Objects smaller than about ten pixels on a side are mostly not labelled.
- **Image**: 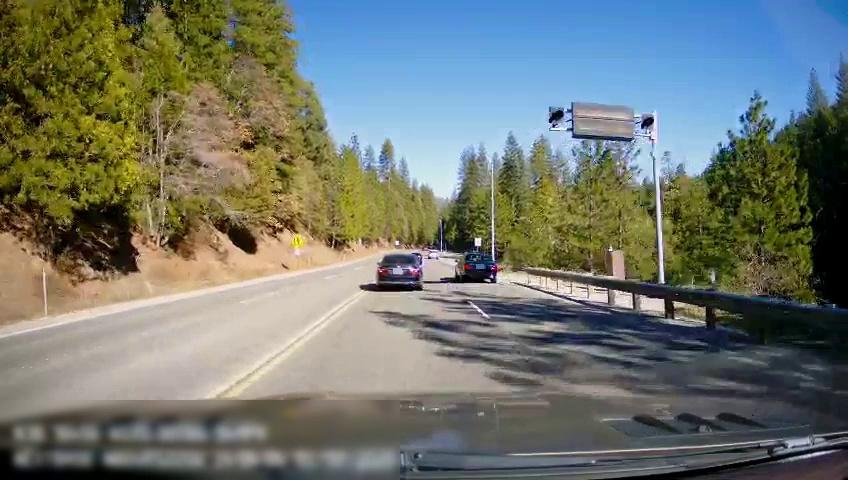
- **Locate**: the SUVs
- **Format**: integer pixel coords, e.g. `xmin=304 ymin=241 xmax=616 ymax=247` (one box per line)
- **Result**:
xmin=427 ymin=250 xmax=441 ymax=260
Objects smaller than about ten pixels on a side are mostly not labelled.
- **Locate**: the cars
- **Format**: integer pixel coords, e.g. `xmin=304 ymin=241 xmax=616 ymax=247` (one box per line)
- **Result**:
xmin=375 ymin=253 xmax=424 ymax=291
xmin=454 ymin=252 xmax=497 ymax=284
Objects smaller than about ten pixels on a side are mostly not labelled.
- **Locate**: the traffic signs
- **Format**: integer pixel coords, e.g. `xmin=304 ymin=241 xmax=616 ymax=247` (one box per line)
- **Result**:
xmin=474 ymin=237 xmax=482 ymax=248
xmin=288 ymin=232 xmax=305 ymax=250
